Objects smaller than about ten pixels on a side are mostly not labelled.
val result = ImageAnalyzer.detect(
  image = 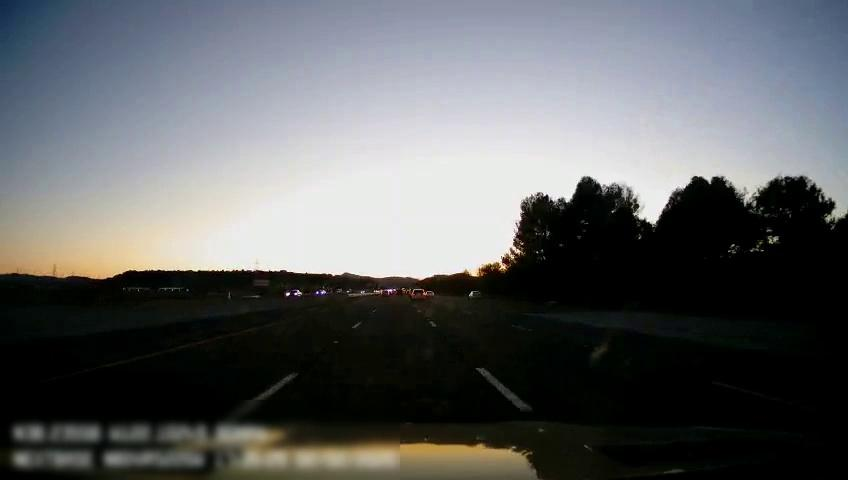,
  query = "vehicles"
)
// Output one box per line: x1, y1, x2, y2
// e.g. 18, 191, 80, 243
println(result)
315, 289, 327, 296
285, 289, 303, 297
469, 290, 481, 299
411, 288, 426, 301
